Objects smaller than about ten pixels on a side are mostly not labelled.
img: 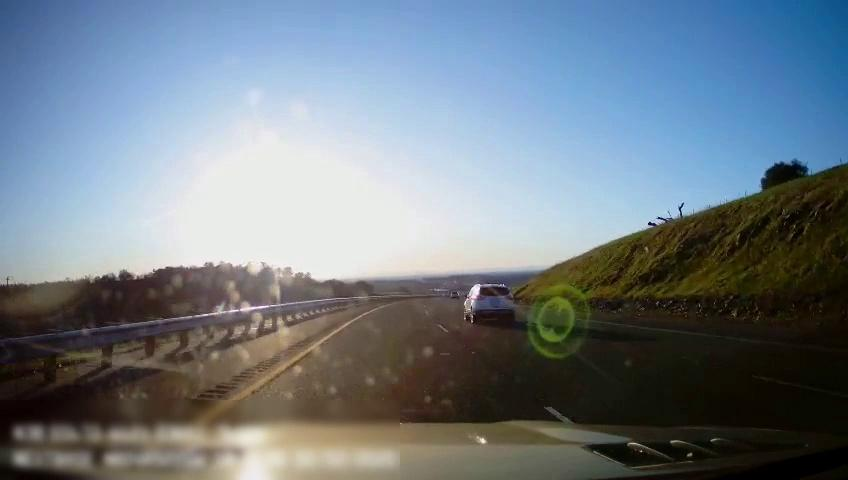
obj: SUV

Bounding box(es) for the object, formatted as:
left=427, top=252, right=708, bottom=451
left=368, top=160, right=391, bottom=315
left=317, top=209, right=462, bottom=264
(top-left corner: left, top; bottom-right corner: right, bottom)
left=463, top=284, right=515, bottom=324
